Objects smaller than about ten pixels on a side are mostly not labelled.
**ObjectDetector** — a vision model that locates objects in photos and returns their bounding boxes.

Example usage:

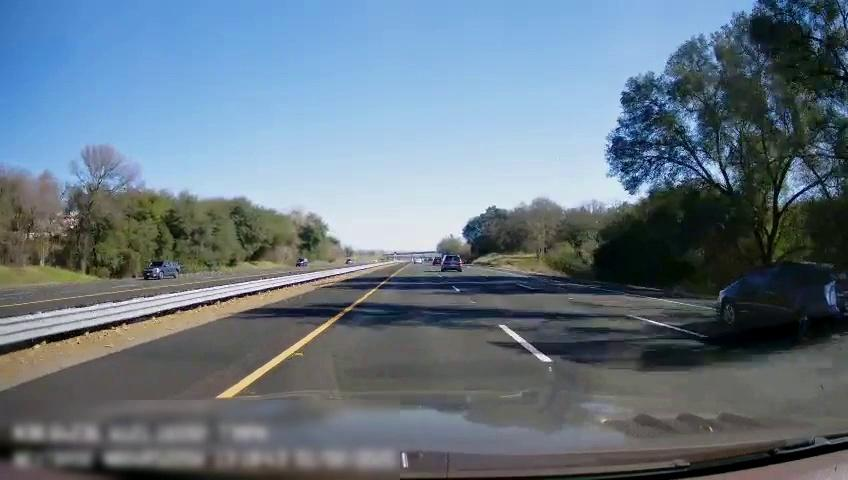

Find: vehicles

[441,254,462,272]
[718,258,848,346]
[295,258,308,267]
[143,260,181,281]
